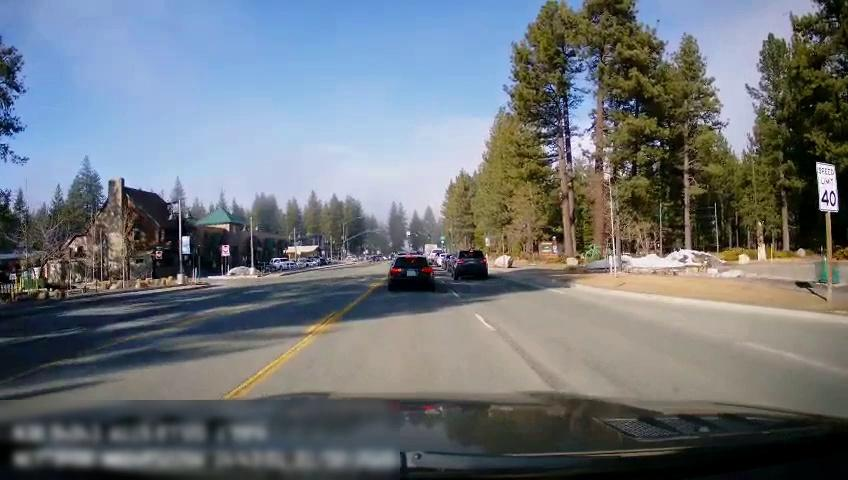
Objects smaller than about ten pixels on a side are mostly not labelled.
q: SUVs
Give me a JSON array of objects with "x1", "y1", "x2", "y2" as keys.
[
  {"x1": 453, "y1": 250, "x2": 489, "y2": 280},
  {"x1": 268, "y1": 257, "x2": 293, "y2": 272}
]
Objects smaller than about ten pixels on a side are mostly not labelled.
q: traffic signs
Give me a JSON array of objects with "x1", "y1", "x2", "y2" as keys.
[
  {"x1": 816, "y1": 163, "x2": 841, "y2": 213},
  {"x1": 220, "y1": 243, "x2": 230, "y2": 256}
]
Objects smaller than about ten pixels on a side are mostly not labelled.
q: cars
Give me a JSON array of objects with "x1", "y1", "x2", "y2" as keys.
[{"x1": 389, "y1": 254, "x2": 434, "y2": 291}]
